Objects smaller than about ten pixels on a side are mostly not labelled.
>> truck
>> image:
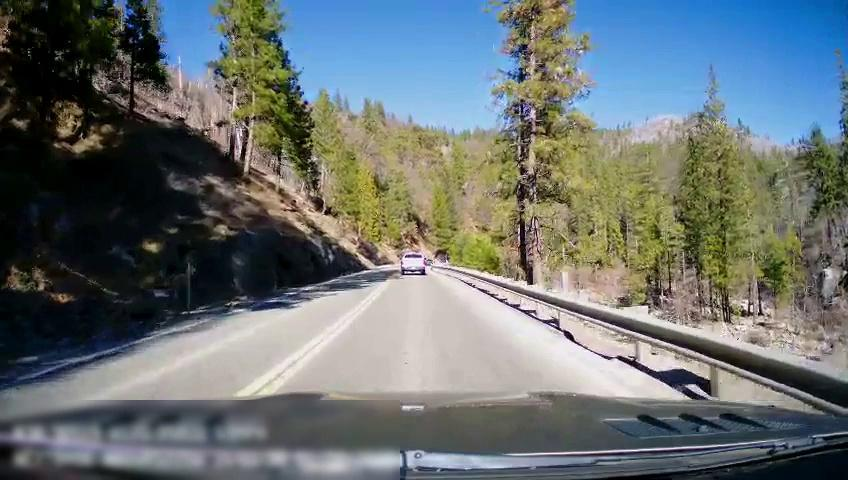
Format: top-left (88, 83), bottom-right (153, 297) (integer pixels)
top-left (400, 253), bottom-right (427, 275)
